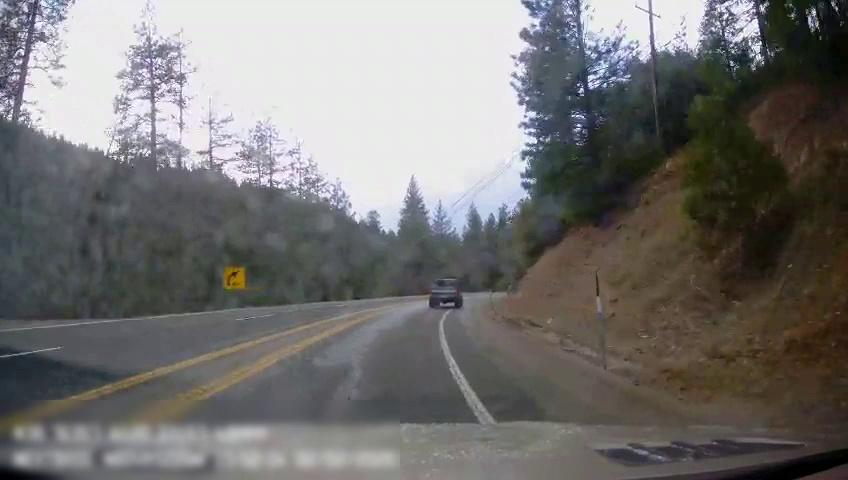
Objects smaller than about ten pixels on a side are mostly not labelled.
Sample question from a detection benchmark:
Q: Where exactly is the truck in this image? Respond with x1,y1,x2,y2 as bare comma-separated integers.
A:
428,277,464,308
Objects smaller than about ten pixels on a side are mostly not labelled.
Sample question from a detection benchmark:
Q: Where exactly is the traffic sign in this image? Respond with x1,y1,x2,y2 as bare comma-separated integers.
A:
222,265,246,291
